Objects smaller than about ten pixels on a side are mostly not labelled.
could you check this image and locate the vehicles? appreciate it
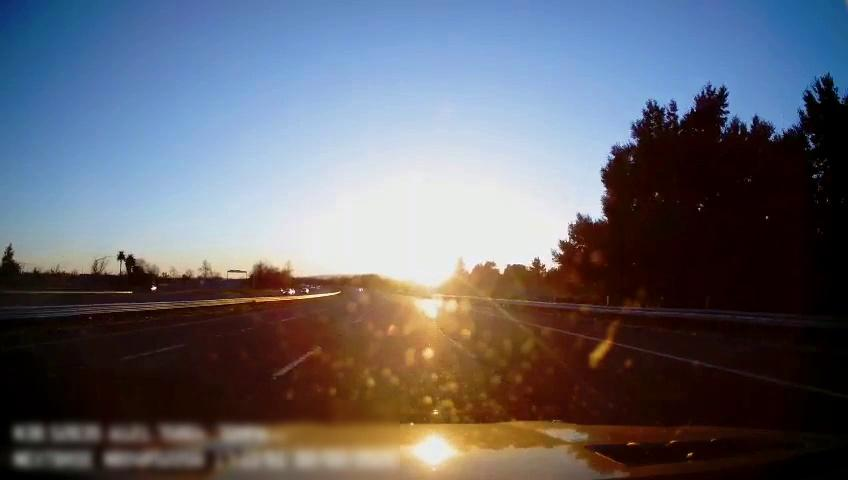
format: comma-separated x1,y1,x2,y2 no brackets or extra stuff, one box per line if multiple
282,289,295,296
145,285,157,292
